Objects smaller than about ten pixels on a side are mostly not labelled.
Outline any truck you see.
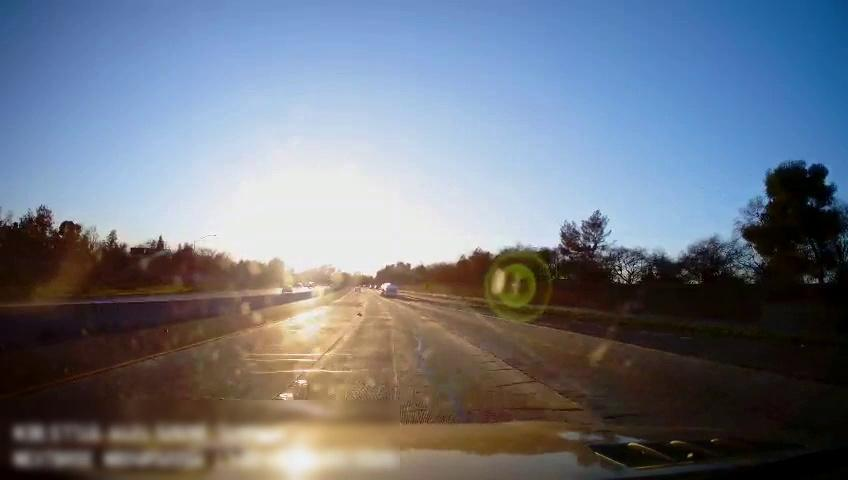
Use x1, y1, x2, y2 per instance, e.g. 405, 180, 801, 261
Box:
380, 283, 397, 298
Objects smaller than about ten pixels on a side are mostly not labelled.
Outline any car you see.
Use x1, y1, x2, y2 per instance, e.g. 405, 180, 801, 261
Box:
281, 284, 294, 294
